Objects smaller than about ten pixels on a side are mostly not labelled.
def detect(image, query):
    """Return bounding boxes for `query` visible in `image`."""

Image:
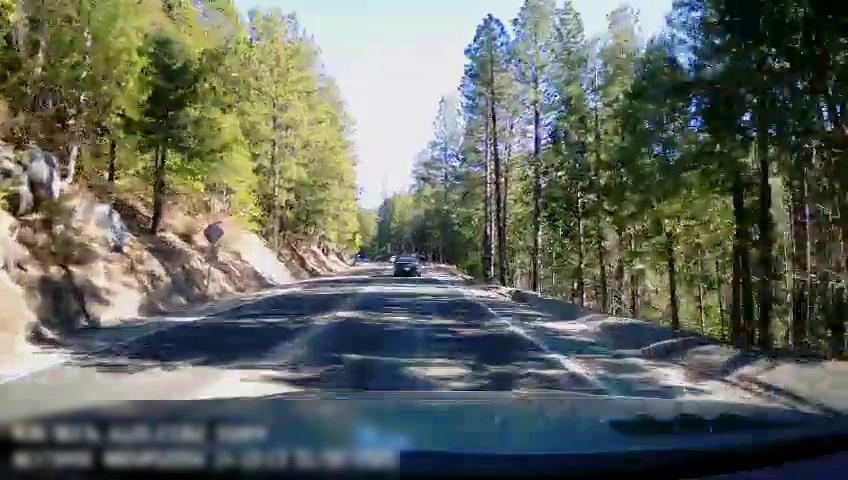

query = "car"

[391,256,418,279]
